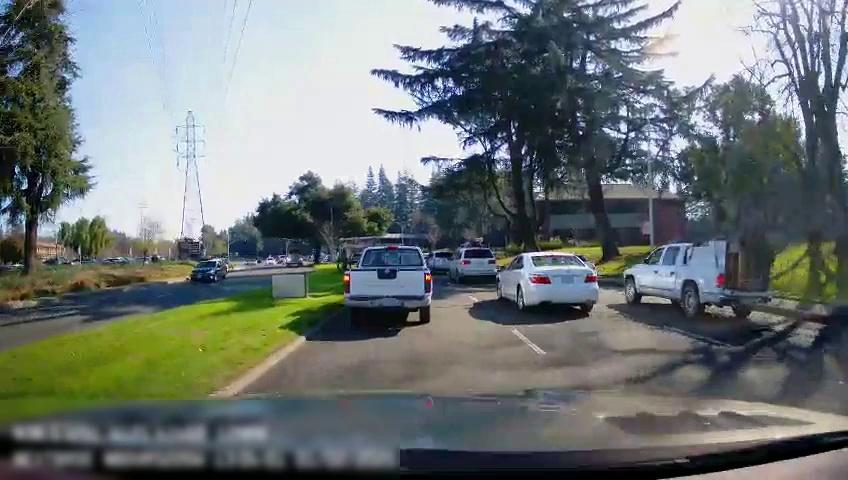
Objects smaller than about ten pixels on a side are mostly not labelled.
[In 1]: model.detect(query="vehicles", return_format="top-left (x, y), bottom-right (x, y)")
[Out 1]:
top-left (285, 238), bottom-right (304, 266)
top-left (447, 246), bottom-right (499, 283)
top-left (342, 245), bottom-right (433, 330)
top-left (190, 258), bottom-right (228, 284)
top-left (277, 254), bottom-right (287, 264)
top-left (429, 249), bottom-right (453, 271)
top-left (495, 251), bottom-right (599, 316)
top-left (621, 235), bottom-right (771, 325)
top-left (574, 254), bottom-right (600, 274)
